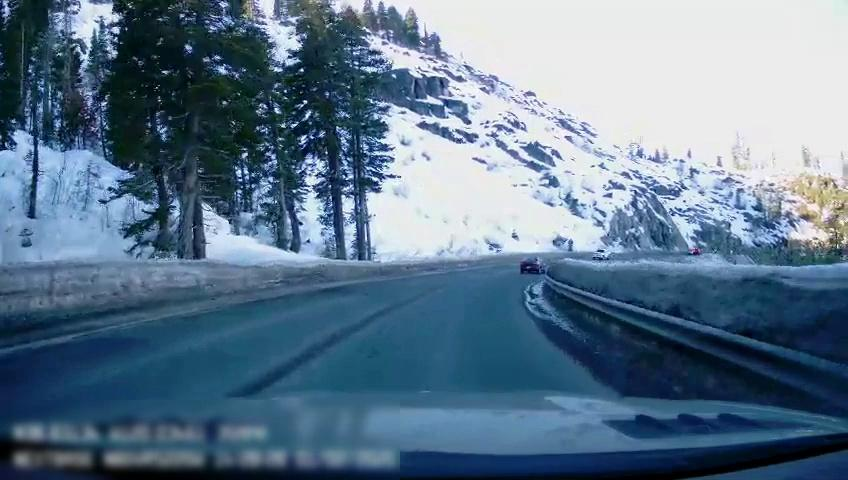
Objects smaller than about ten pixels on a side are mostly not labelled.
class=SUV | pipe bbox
[591,249,610,262]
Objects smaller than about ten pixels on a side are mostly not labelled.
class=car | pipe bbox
[519,256,547,274]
